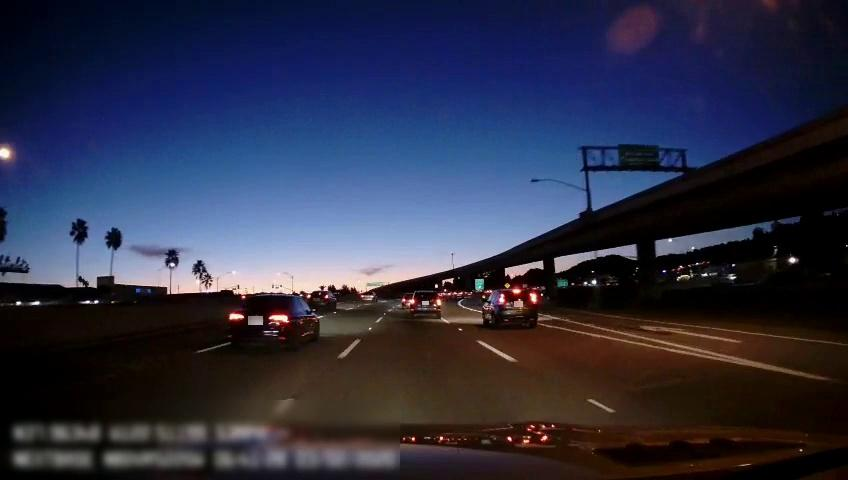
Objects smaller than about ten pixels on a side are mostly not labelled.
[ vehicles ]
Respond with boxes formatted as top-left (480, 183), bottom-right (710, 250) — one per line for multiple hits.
top-left (227, 294), bottom-right (321, 352)
top-left (481, 288), bottom-right (536, 328)
top-left (409, 290), bottom-right (441, 320)
top-left (306, 290), bottom-right (337, 313)
top-left (401, 292), bottom-right (414, 310)
top-left (361, 290), bottom-right (378, 304)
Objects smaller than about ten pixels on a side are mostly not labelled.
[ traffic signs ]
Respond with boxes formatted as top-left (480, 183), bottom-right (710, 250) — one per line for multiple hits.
top-left (617, 143), bottom-right (661, 167)
top-left (474, 278), bottom-right (485, 291)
